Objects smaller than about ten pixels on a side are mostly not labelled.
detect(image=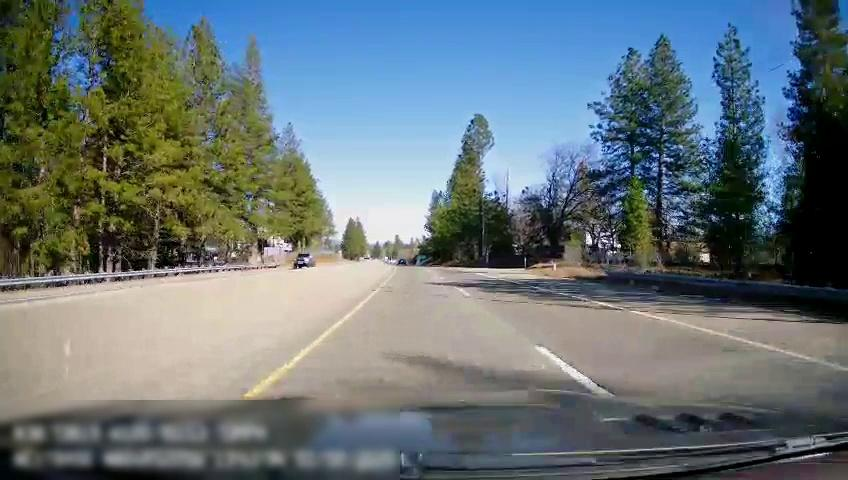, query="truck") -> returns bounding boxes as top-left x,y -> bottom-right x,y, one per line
293,252 -> 316,269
